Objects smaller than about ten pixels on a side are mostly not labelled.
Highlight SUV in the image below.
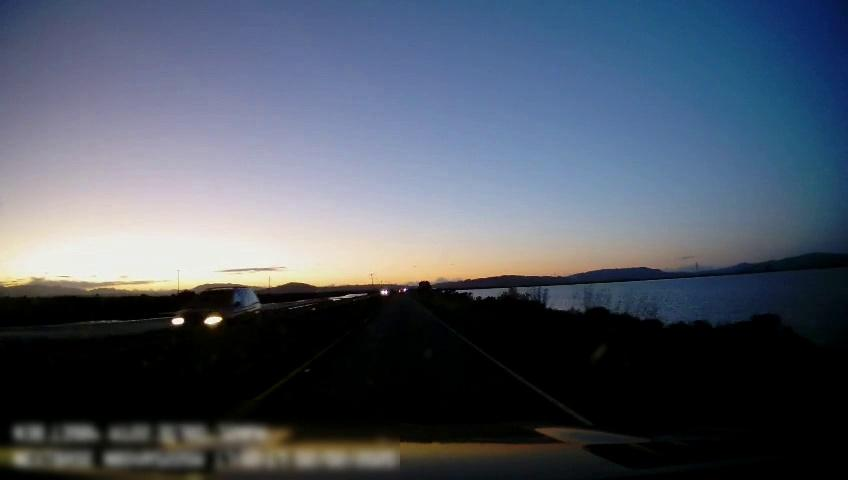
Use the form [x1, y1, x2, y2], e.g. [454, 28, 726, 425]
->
[170, 286, 262, 340]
